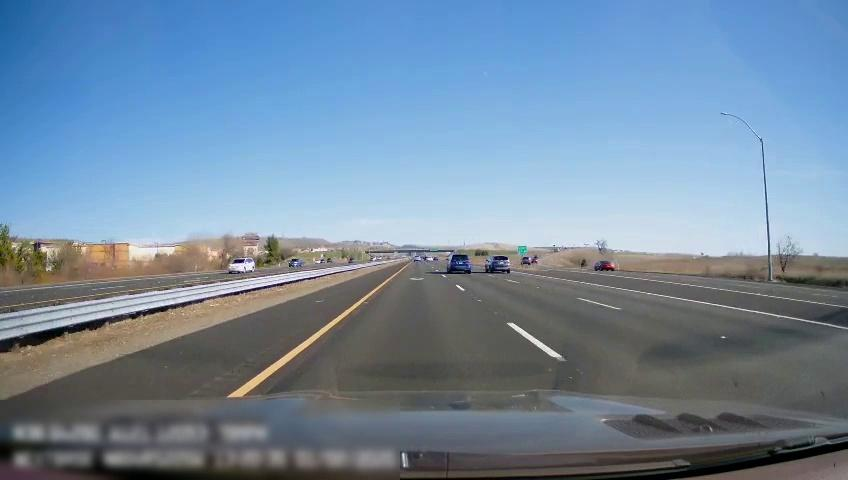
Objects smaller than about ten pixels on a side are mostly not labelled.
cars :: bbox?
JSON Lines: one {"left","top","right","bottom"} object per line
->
{"left": 445, "top": 254, "right": 472, "bottom": 274}
{"left": 227, "top": 257, "right": 255, "bottom": 275}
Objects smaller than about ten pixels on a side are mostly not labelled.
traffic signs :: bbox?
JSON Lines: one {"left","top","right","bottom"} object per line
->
{"left": 517, "top": 245, "right": 528, "bottom": 256}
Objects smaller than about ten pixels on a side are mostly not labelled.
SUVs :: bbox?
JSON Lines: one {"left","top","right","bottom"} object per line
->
{"left": 288, "top": 258, "right": 304, "bottom": 268}
{"left": 594, "top": 259, "right": 616, "bottom": 272}
{"left": 520, "top": 256, "right": 531, "bottom": 265}
{"left": 485, "top": 255, "right": 510, "bottom": 274}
